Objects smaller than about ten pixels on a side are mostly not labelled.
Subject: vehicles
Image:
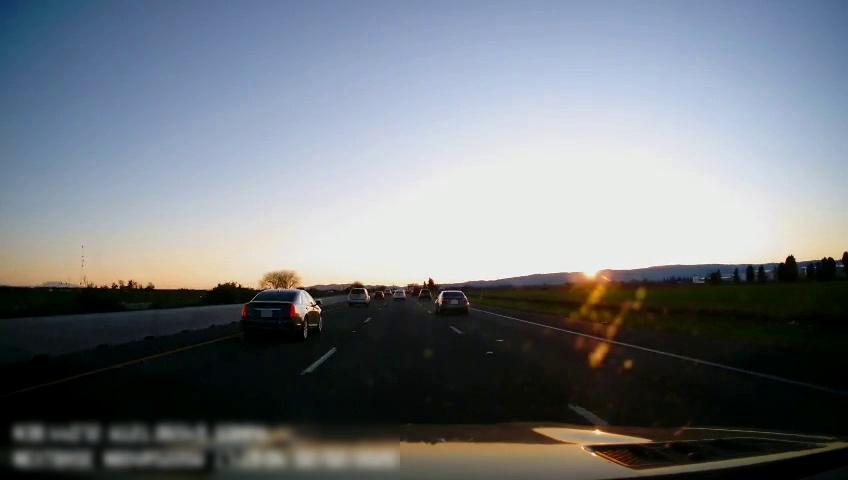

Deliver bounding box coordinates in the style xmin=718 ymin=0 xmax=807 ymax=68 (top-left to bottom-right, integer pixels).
xmin=374 ymin=290 xmax=385 ymax=300
xmin=239 ymin=288 xmax=324 ymax=344
xmin=434 ymin=289 xmax=471 ymax=317
xmin=393 ymin=290 xmax=406 ymax=300
xmin=418 ymin=289 xmax=432 ymax=301
xmin=346 ymin=287 xmax=371 ymax=308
